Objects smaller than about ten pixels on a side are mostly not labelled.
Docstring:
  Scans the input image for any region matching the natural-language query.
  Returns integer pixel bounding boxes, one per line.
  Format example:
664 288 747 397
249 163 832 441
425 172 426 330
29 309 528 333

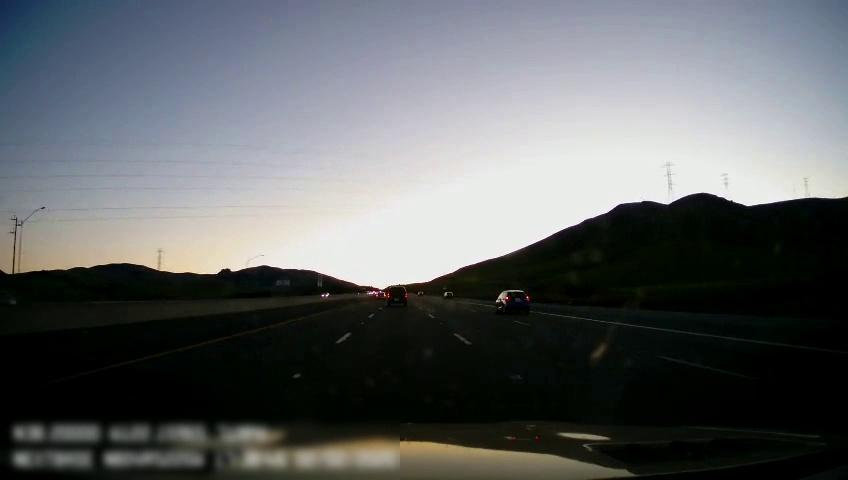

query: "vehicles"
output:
495 290 530 314
375 292 386 300
387 286 408 306
0 292 16 305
